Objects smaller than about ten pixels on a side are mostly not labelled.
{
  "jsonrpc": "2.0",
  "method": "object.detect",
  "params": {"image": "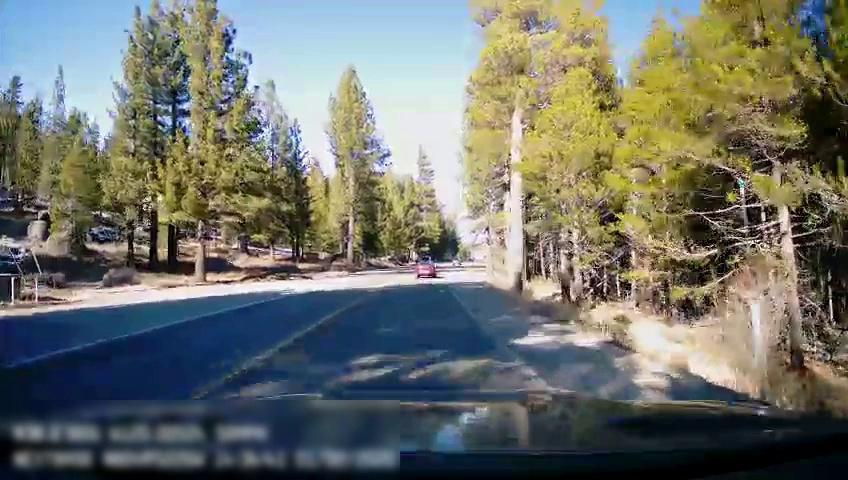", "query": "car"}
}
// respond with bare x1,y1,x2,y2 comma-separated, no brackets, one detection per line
416,261,437,279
